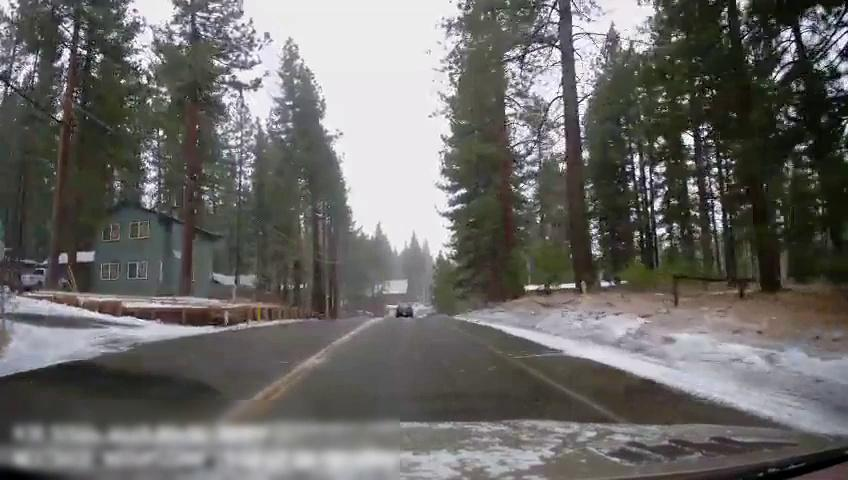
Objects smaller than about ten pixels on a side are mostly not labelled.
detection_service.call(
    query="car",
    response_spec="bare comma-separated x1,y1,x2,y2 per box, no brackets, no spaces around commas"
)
396,306,414,319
